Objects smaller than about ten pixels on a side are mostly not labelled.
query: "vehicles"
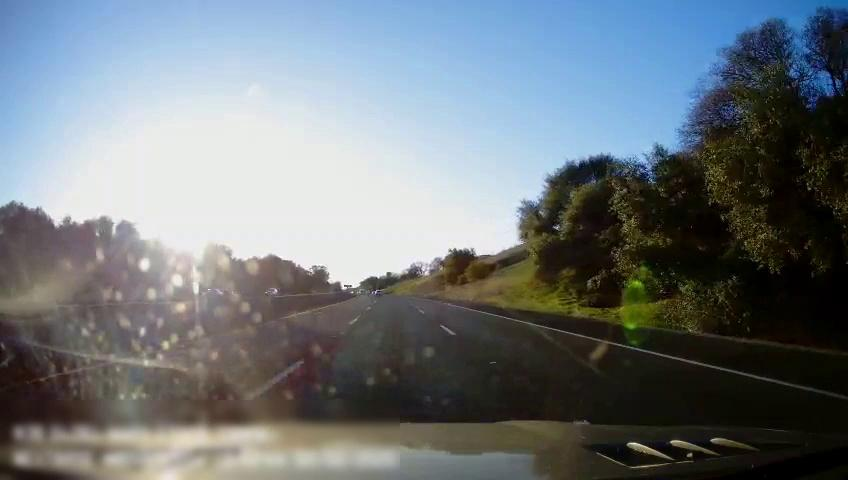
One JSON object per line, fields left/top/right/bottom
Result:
{"left": 202, "top": 288, "right": 225, "bottom": 299}
{"left": 357, "top": 288, "right": 370, "bottom": 297}
{"left": 263, "top": 287, "right": 282, "bottom": 298}
{"left": 375, "top": 289, "right": 384, "bottom": 296}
